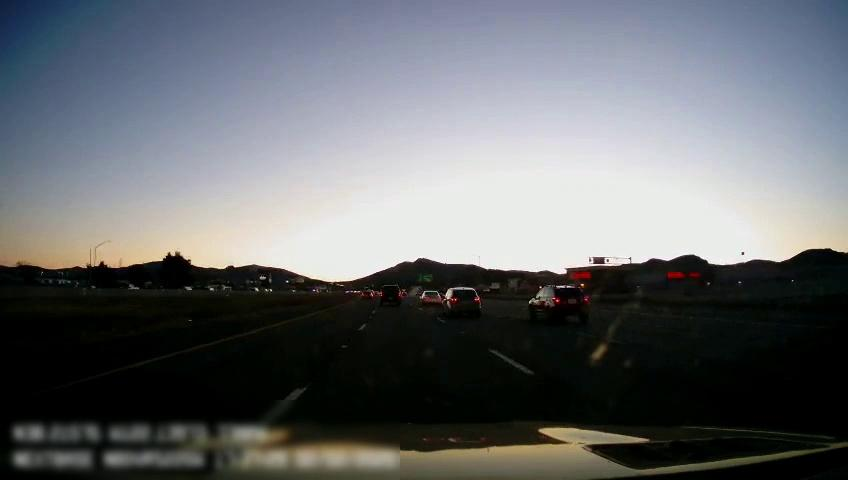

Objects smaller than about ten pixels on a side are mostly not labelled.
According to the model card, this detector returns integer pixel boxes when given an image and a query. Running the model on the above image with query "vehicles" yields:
[360,290,374,301]
[419,290,442,307]
[119,283,140,290]
[441,287,482,318]
[527,284,590,327]
[249,287,260,292]
[379,284,402,305]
